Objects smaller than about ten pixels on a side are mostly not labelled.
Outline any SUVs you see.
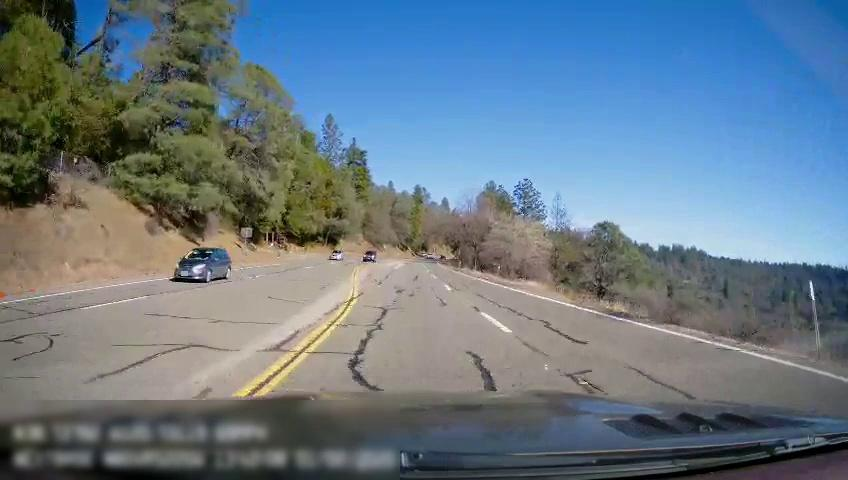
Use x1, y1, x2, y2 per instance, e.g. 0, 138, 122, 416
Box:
362, 250, 378, 263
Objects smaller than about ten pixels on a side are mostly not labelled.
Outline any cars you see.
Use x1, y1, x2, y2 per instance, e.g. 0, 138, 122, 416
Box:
173, 246, 233, 284
327, 249, 345, 261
